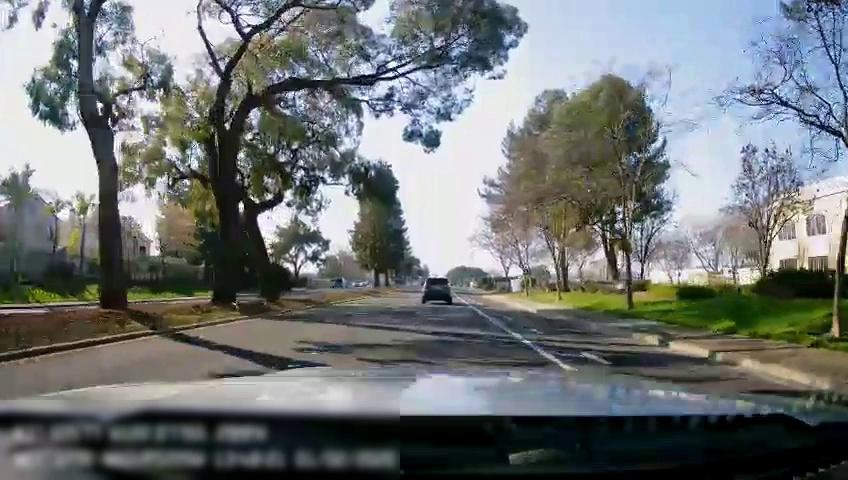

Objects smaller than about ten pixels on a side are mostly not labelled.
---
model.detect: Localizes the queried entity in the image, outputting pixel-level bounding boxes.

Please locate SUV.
[421,278,452,305]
